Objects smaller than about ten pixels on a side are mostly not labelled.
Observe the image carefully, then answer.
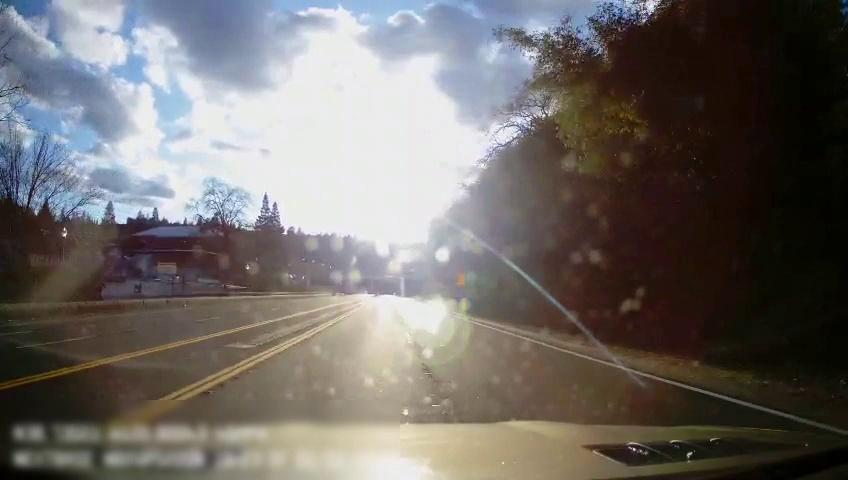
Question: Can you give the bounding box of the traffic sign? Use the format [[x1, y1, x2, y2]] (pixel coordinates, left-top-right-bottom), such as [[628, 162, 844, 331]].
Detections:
[[456, 274, 466, 289]]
